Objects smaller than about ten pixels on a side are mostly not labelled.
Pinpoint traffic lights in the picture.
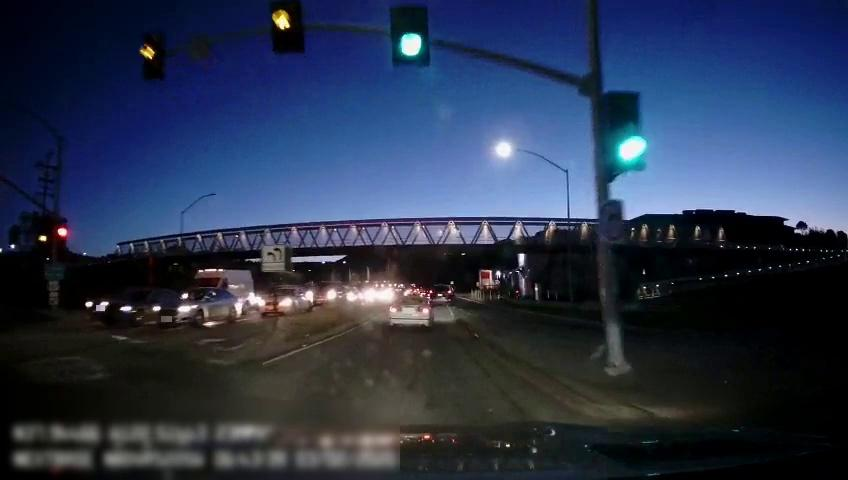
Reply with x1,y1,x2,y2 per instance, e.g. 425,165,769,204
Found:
38,231,49,253
391,0,431,65
56,220,68,251
605,89,649,173
137,40,160,79
272,0,305,58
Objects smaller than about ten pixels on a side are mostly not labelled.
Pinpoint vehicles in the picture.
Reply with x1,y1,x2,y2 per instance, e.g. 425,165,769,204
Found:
307,280,350,307
150,287,243,330
83,288,135,318
96,288,180,328
387,295,437,331
187,268,254,315
259,286,313,318
429,284,454,307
